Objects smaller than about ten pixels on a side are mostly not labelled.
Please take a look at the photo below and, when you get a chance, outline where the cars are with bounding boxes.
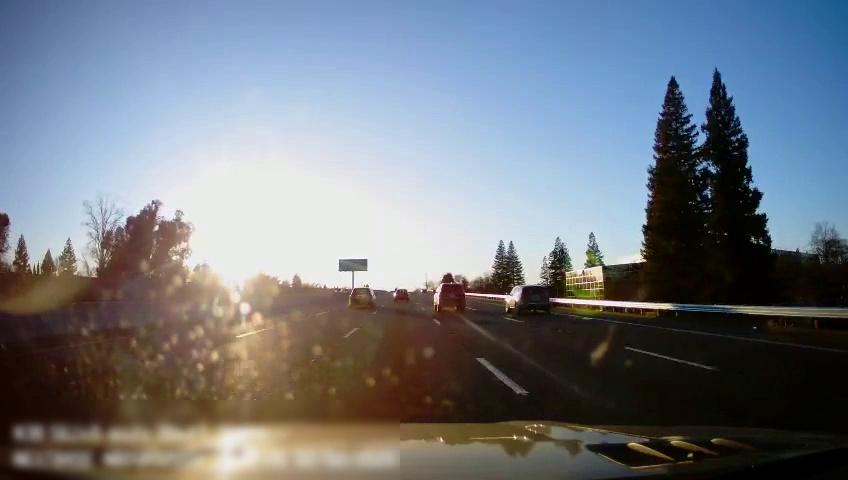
[393,288,410,303]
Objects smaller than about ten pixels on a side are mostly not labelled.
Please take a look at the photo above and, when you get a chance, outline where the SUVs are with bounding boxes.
[504,284,551,316]
[433,283,466,313]
[348,287,376,309]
